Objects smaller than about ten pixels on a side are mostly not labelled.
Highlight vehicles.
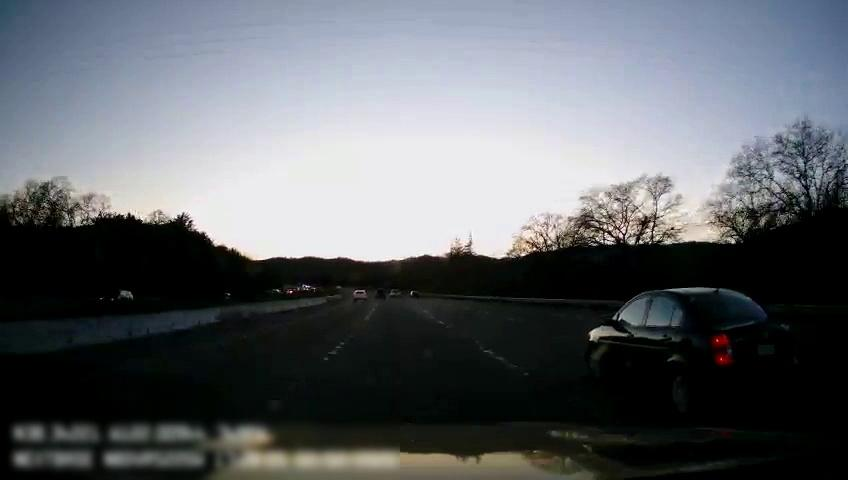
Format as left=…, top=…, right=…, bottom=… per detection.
left=389, top=289, right=400, bottom=298
left=352, top=289, right=367, bottom=303
left=584, top=287, right=806, bottom=422
left=373, top=289, right=386, bottom=300
left=98, top=290, right=134, bottom=305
